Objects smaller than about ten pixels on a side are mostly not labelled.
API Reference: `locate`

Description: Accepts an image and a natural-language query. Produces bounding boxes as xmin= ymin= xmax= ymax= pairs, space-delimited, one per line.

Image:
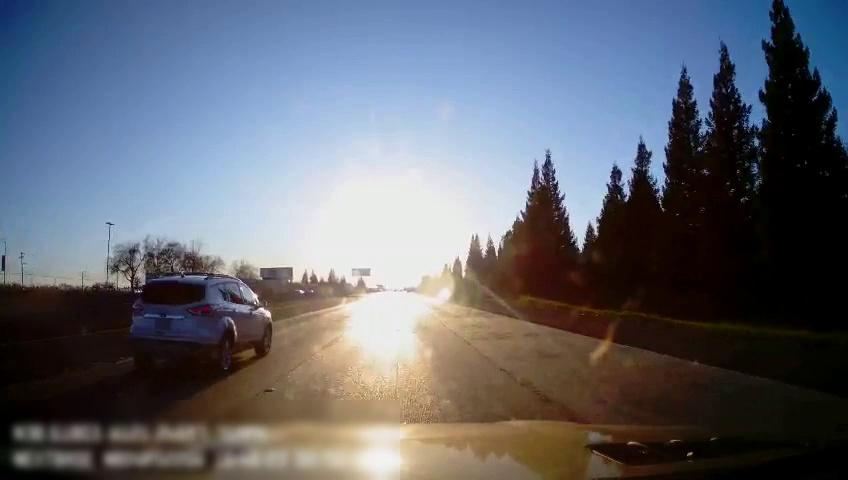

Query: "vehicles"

xmin=290 ymin=290 xmax=305 ymax=298
xmin=129 ymin=272 xmax=273 ymax=376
